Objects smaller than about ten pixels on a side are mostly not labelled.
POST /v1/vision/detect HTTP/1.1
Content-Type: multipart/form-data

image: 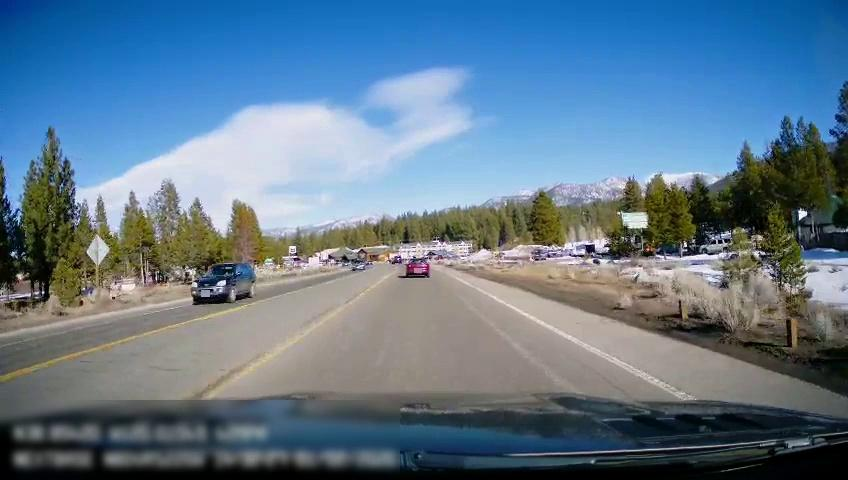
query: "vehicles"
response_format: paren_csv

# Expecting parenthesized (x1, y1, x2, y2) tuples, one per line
(191, 262, 258, 305)
(351, 261, 368, 271)
(405, 259, 430, 278)
(391, 256, 403, 264)
(698, 238, 736, 257)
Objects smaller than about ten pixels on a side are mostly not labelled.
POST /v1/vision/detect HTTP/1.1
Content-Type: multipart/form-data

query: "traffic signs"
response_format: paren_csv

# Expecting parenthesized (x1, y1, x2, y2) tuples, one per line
(622, 212, 648, 229)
